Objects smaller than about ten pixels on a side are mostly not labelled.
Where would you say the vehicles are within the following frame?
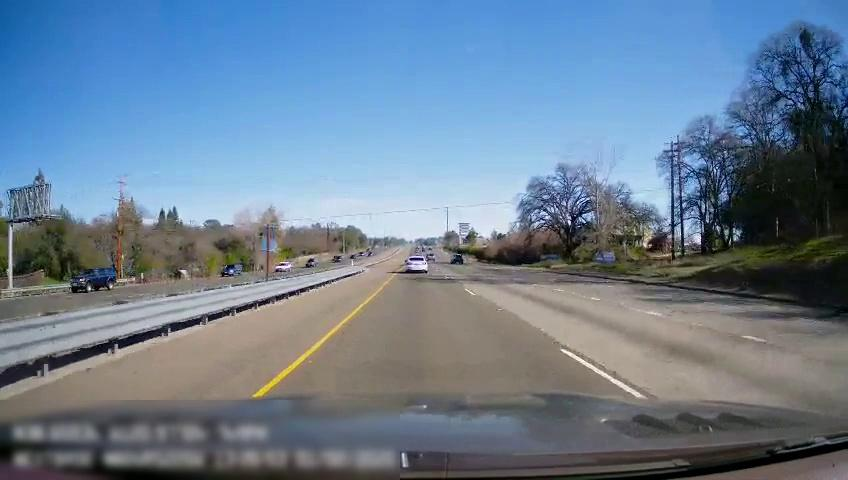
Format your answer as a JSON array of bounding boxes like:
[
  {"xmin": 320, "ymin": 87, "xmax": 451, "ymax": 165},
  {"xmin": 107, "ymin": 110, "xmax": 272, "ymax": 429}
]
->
[
  {"xmin": 425, "ymin": 253, "xmax": 435, "ymax": 262},
  {"xmin": 221, "ymin": 264, "xmax": 242, "ymax": 278},
  {"xmin": 305, "ymin": 257, "xmax": 318, "ymax": 268},
  {"xmin": 404, "ymin": 254, "xmax": 427, "ymax": 273},
  {"xmin": 276, "ymin": 262, "xmax": 293, "ymax": 273},
  {"xmin": 333, "ymin": 255, "xmax": 343, "ymax": 263},
  {"xmin": 70, "ymin": 266, "xmax": 118, "ymax": 294},
  {"xmin": 452, "ymin": 253, "xmax": 465, "ymax": 265}
]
